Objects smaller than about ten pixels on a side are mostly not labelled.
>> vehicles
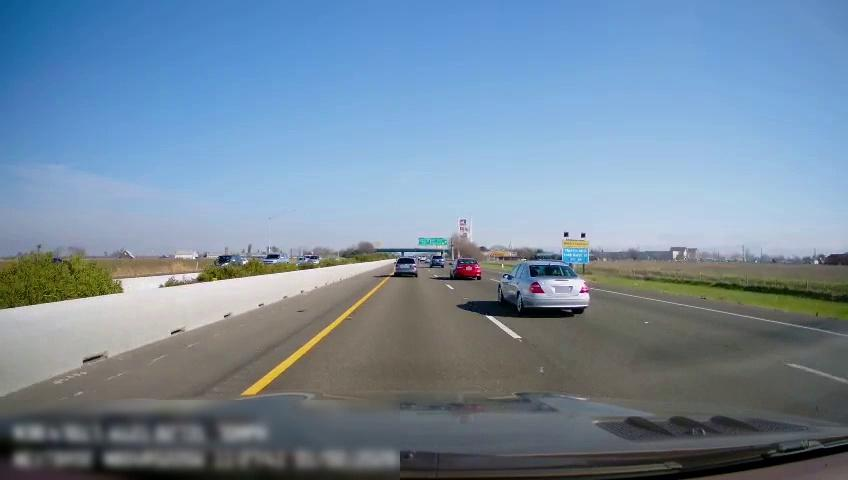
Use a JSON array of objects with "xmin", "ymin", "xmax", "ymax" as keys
[
  {"xmin": 497, "ymin": 259, "xmax": 591, "ymax": 319},
  {"xmin": 214, "ymin": 254, "xmax": 243, "ymax": 268},
  {"xmin": 394, "ymin": 256, "xmax": 418, "ymax": 278},
  {"xmin": 428, "ymin": 254, "xmax": 446, "ymax": 268},
  {"xmin": 301, "ymin": 254, "xmax": 312, "ymax": 265},
  {"xmin": 261, "ymin": 252, "xmax": 290, "ymax": 266},
  {"xmin": 306, "ymin": 254, "xmax": 322, "ymax": 265},
  {"xmin": 448, "ymin": 257, "xmax": 482, "ymax": 281}
]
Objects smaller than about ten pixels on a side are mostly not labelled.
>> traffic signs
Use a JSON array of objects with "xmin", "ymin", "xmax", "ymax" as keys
[
  {"xmin": 419, "ymin": 237, "xmax": 450, "ymax": 247},
  {"xmin": 561, "ymin": 241, "xmax": 590, "ymax": 250},
  {"xmin": 562, "ymin": 250, "xmax": 591, "ymax": 265}
]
